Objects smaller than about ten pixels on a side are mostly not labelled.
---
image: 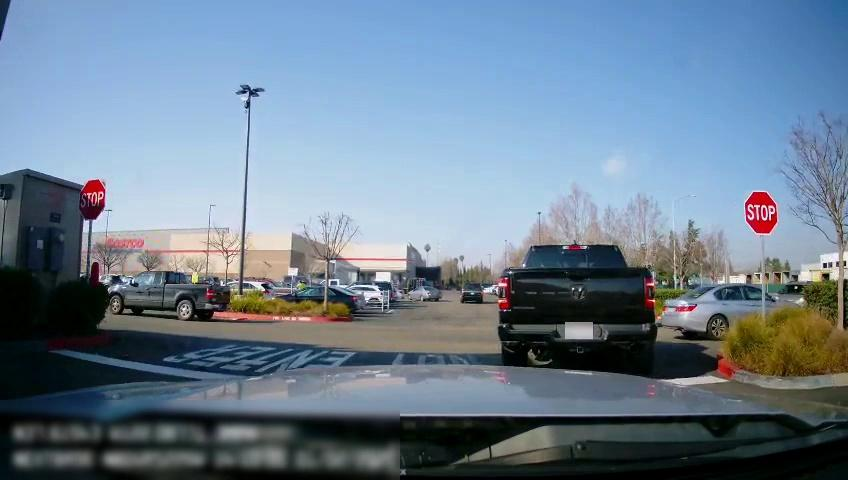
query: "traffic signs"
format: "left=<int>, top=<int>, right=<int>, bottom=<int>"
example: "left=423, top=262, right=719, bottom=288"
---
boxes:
left=742, top=189, right=781, bottom=236
left=78, top=178, right=107, bottom=221
left=191, top=272, right=199, bottom=284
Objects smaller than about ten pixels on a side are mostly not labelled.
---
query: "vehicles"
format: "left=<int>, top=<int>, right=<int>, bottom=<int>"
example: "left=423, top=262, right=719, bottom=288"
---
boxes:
left=491, top=285, right=499, bottom=297
left=274, top=282, right=360, bottom=315
left=339, top=285, right=384, bottom=312
left=773, top=282, right=809, bottom=306
left=225, top=279, right=270, bottom=299
left=660, top=282, right=783, bottom=343
left=354, top=281, right=395, bottom=310
left=496, top=243, right=659, bottom=368
left=460, top=283, right=484, bottom=305
left=319, top=278, right=348, bottom=287
left=408, top=285, right=442, bottom=303
left=482, top=284, right=498, bottom=296
left=108, top=269, right=231, bottom=323
left=307, top=260, right=356, bottom=286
